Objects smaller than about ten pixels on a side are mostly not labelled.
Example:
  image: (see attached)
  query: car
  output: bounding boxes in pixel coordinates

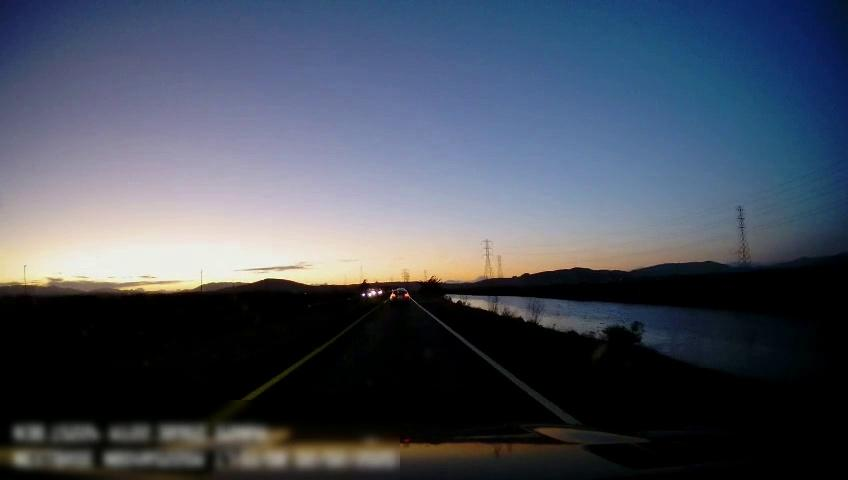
[389,289,410,306]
